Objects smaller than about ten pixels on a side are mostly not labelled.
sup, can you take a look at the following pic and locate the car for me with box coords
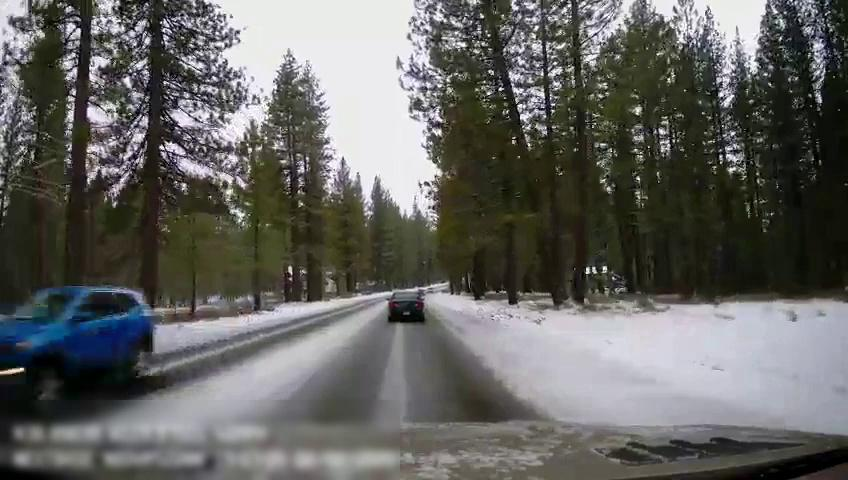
[385,291,425,322]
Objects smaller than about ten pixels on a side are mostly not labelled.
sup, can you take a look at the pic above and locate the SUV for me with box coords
[0,284,155,422]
